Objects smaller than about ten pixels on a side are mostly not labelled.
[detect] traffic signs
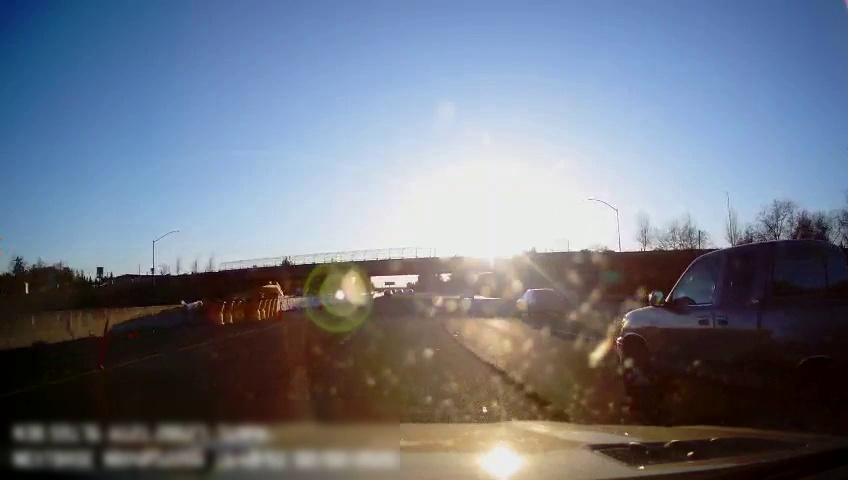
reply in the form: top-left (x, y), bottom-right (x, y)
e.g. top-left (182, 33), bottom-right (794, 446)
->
top-left (600, 270), bottom-right (622, 283)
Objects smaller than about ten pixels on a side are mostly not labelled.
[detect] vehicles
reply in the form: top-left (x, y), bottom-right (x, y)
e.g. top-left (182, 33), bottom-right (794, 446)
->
top-left (615, 239), bottom-right (848, 426)
top-left (517, 288), bottom-right (563, 317)
top-left (459, 289), bottom-right (474, 301)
